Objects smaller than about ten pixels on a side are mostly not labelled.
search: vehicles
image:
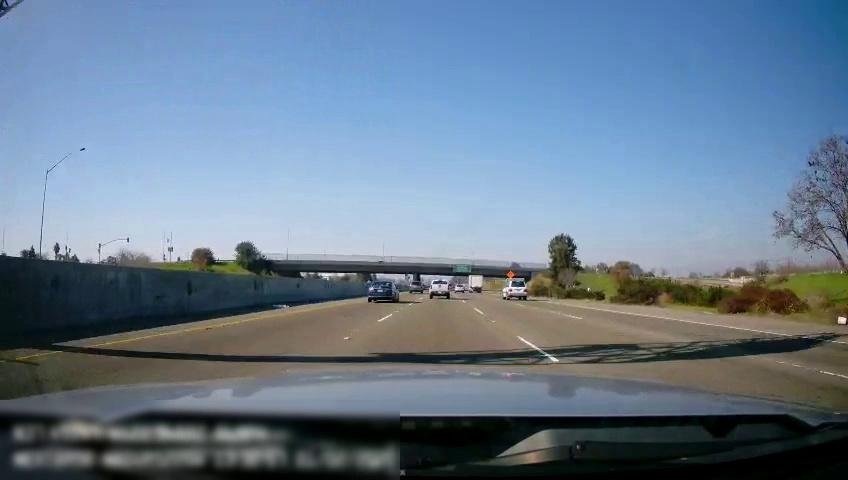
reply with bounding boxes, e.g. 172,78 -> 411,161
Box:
468,275 -> 483,293
428,277 -> 451,299
453,283 -> 466,293
502,281 -> 529,300
408,280 -> 424,294
367,279 -> 400,303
